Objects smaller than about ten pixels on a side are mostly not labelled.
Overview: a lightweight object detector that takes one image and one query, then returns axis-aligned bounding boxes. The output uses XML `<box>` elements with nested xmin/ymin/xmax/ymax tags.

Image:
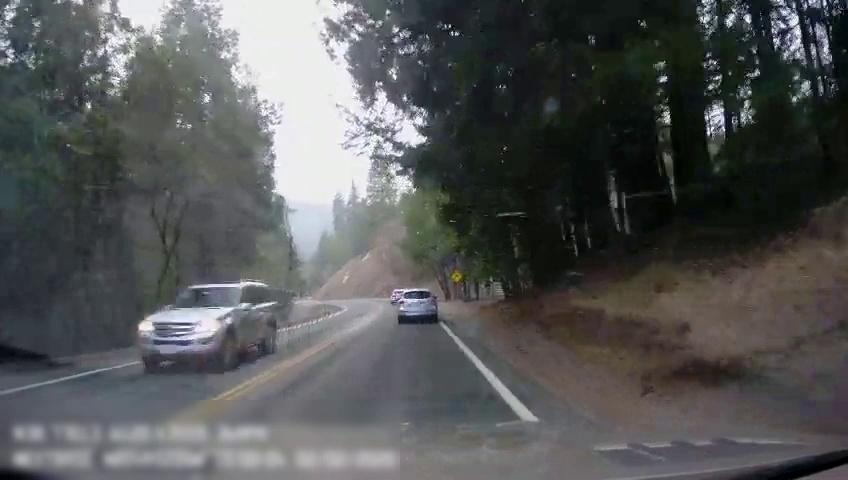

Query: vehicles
<box><xmin>391</xmin><ymin>289</ymin><xmax>405</xmax><ymax>304</ymax></box>
<box><xmin>136</xmin><ymin>280</ymin><xmax>280</xmax><ymax>373</ymax></box>
<box><xmin>398</xmin><ymin>289</ymin><xmax>438</xmax><ymax>323</ymax></box>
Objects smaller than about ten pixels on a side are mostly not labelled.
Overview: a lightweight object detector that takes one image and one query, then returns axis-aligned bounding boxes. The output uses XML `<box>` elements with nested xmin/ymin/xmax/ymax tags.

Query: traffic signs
<box><xmin>451</xmin><ymin>270</ymin><xmax>463</xmax><ymax>283</ymax></box>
